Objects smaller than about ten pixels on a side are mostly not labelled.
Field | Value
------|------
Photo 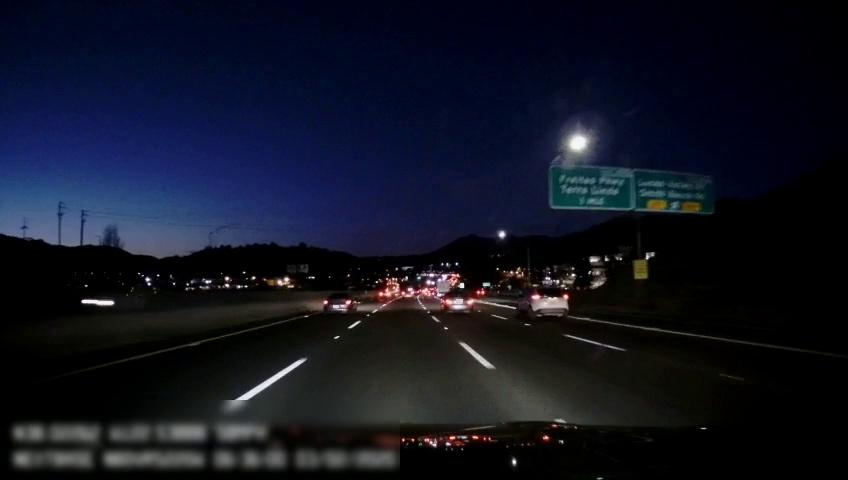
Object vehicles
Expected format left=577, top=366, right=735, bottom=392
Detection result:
left=402, top=287, right=416, bottom=299
left=380, top=290, right=395, bottom=301
left=517, top=284, right=571, bottom=320
left=440, top=288, right=474, bottom=313
left=322, top=290, right=360, bottom=321
left=78, top=288, right=145, bottom=316
left=385, top=282, right=399, bottom=298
